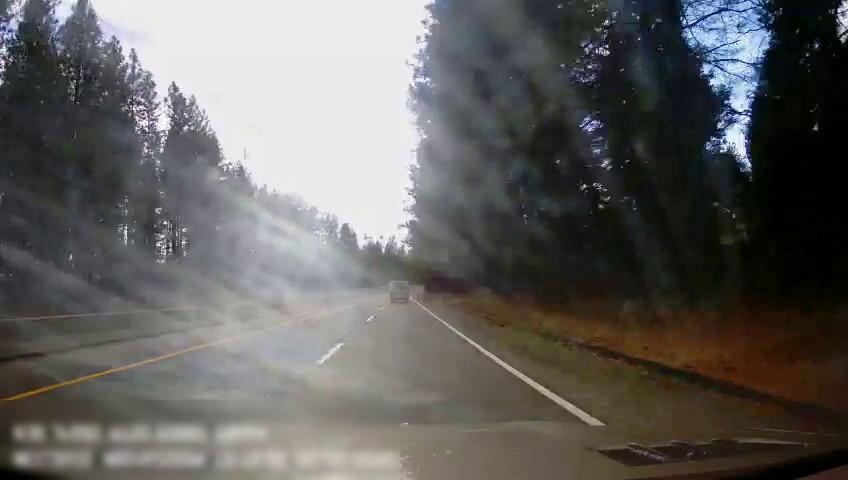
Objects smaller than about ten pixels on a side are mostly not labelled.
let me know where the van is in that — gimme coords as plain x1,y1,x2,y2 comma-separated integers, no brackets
389,280,410,303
